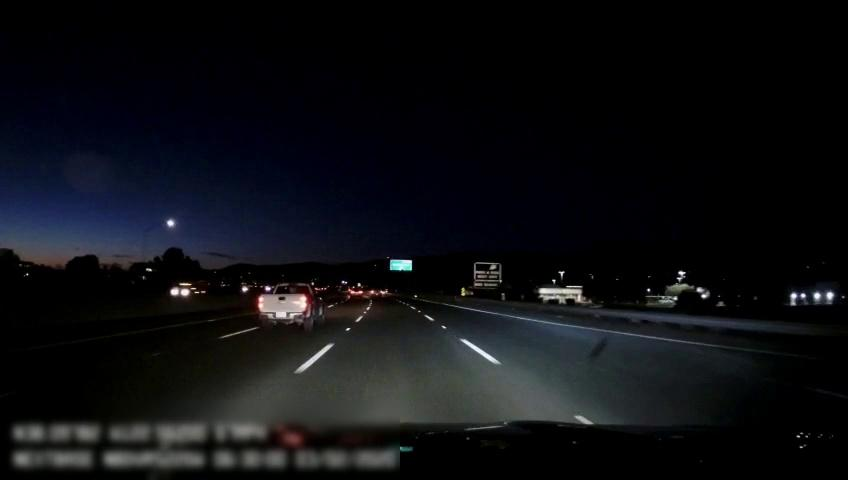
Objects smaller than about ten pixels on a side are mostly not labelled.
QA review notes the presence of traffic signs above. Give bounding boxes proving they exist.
[389,259,413,272]
[473,262,503,288]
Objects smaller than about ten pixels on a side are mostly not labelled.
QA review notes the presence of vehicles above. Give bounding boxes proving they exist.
[369,288,382,299]
[256,281,324,338]
[348,287,366,301]
[169,283,201,299]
